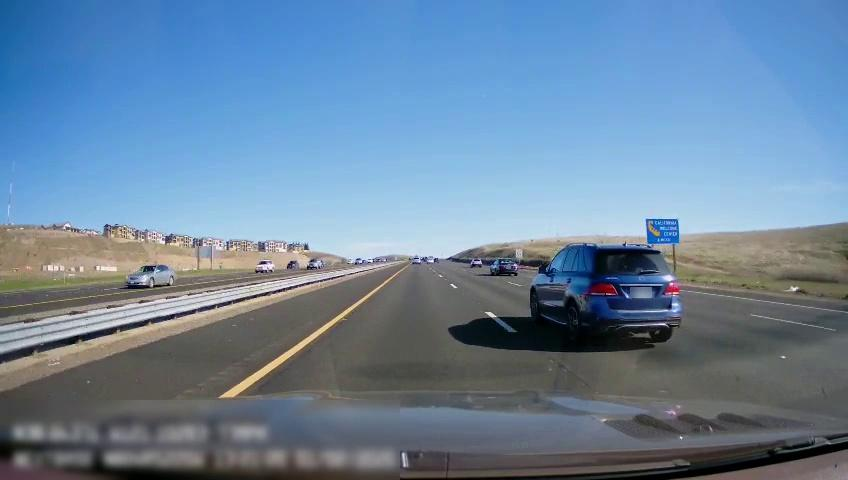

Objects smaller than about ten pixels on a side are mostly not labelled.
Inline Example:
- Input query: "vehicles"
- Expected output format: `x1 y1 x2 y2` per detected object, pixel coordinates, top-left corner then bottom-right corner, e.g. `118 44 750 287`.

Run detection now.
470 257 483 267
490 258 519 276
286 260 299 270
128 264 176 287
256 260 273 273
307 259 322 269
529 244 682 343
411 255 422 265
